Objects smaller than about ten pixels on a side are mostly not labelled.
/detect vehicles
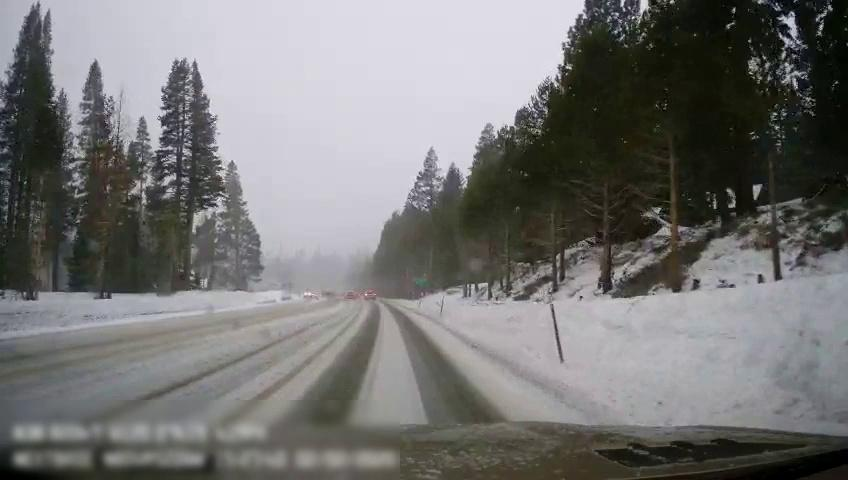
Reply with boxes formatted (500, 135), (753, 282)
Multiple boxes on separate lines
(343, 291), (356, 300)
(321, 290), (336, 298)
(363, 290), (377, 301)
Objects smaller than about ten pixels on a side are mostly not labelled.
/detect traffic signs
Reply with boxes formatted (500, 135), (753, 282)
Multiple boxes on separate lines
(415, 277), (428, 285)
